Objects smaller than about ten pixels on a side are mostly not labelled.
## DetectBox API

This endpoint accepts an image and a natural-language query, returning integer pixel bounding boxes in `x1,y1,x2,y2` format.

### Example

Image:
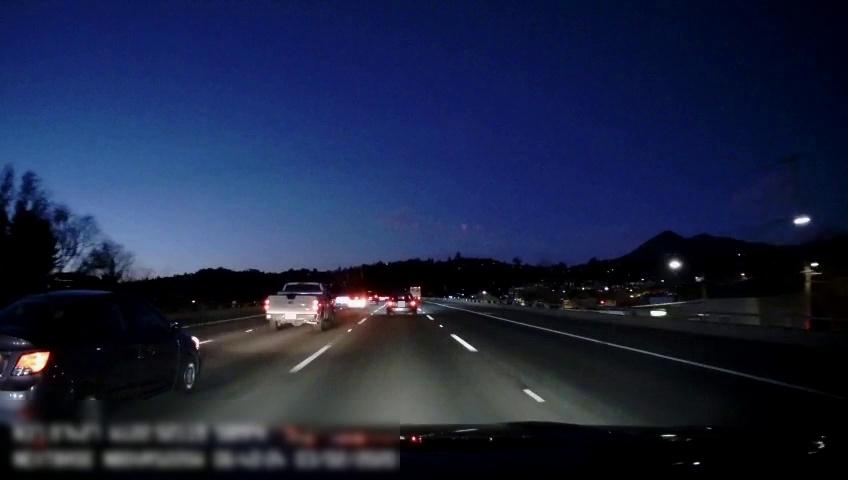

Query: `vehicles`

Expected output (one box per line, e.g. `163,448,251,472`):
0,290,202,433
265,282,334,332
409,286,421,301
386,293,417,317
348,295,369,309
364,291,379,303
335,295,351,305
